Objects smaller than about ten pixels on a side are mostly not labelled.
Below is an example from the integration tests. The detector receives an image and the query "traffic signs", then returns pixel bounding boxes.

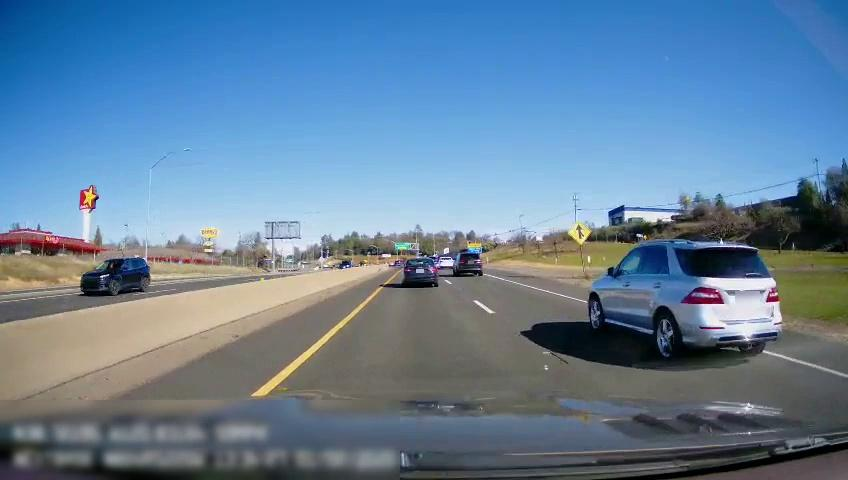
[567,223,592,245]
[394,241,411,252]
[468,247,480,255]
[468,243,479,246]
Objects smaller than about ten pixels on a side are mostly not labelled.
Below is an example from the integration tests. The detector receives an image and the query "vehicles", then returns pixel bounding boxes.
[339,260,355,271]
[452,252,483,277]
[587,239,785,363]
[402,256,440,288]
[437,256,453,270]
[79,258,152,296]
